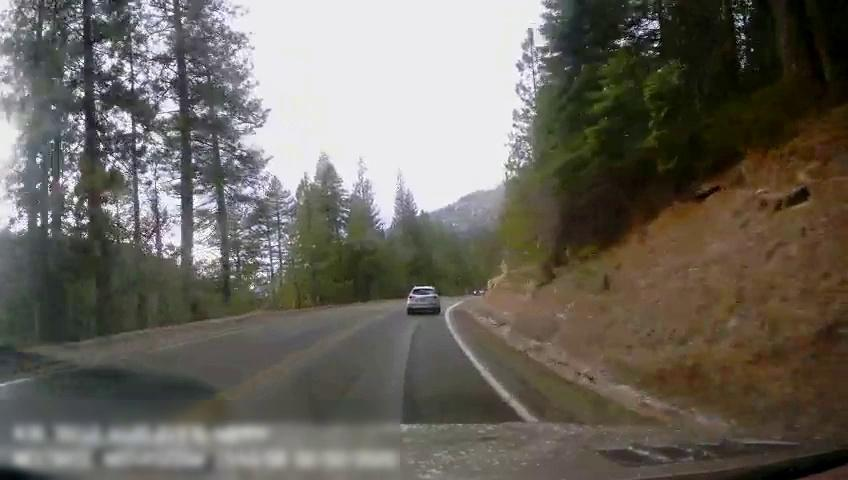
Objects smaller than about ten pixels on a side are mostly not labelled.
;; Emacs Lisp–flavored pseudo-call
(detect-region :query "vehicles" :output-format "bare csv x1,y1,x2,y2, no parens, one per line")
405,284,442,315
473,288,484,296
